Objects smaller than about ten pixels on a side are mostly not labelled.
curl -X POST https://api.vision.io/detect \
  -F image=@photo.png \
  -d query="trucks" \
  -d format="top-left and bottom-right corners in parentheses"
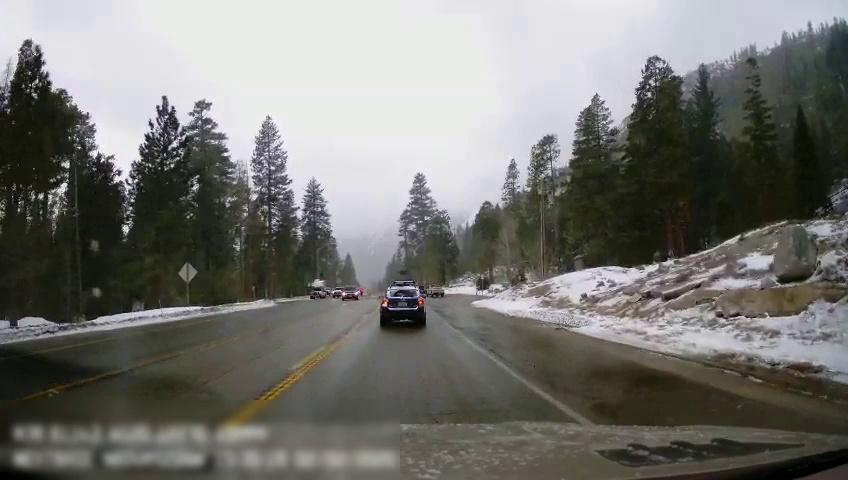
top-left (424, 283), bottom-right (445, 298)
top-left (310, 279), bottom-right (327, 300)
top-left (331, 286), bottom-right (347, 299)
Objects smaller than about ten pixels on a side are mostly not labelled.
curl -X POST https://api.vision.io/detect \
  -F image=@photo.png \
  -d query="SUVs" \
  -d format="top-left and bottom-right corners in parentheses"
top-left (340, 285), bottom-right (360, 301)
top-left (378, 280), bottom-right (427, 328)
